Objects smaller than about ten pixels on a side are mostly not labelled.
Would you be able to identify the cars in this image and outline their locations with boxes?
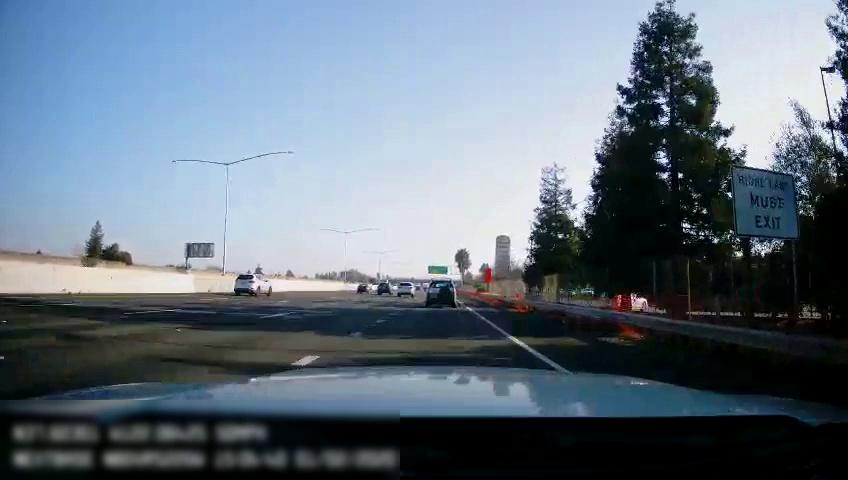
[356,284,372,294]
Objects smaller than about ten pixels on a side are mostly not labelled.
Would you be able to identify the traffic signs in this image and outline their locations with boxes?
[731,164,800,239]
[428,265,449,274]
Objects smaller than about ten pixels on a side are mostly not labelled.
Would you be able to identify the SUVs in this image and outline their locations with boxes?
[233,272,274,297]
[425,280,458,308]
[396,281,416,298]
[377,282,392,295]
